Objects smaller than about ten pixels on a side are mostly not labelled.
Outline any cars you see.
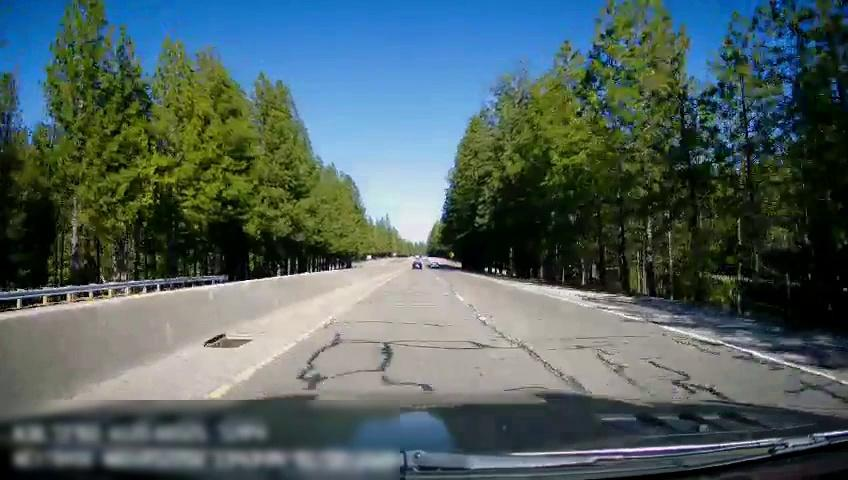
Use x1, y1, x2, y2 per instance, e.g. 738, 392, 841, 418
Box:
411, 260, 423, 270
430, 261, 441, 270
